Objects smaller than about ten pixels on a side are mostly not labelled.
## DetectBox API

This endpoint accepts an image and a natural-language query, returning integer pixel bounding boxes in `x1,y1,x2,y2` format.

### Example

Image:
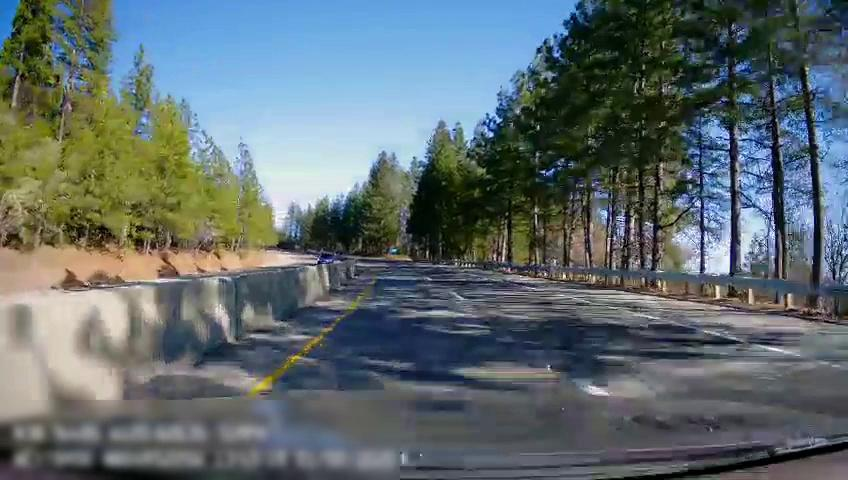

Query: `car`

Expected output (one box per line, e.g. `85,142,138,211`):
318,251,337,264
